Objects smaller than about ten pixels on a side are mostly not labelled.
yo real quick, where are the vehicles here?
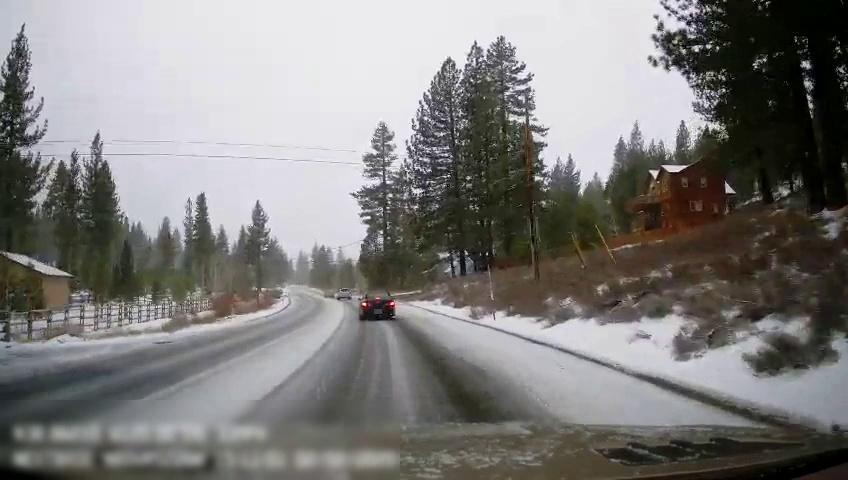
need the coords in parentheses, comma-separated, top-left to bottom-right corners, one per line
(337, 288, 352, 300)
(358, 291, 395, 320)
(323, 290, 334, 297)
